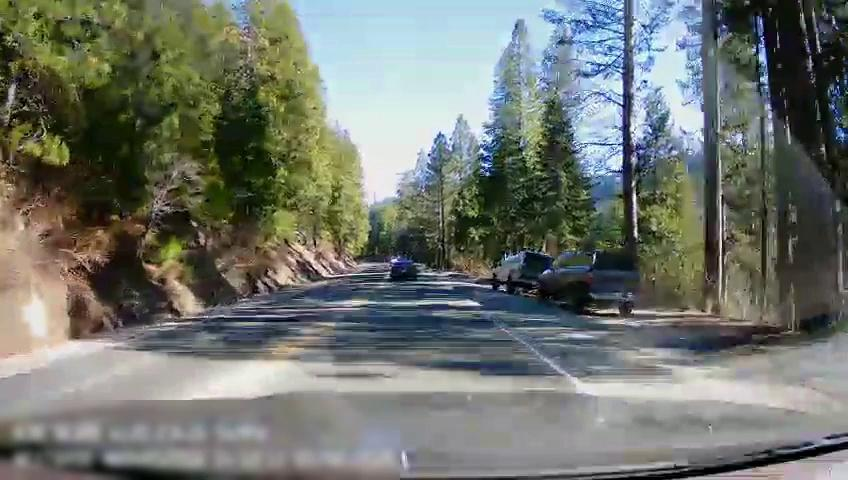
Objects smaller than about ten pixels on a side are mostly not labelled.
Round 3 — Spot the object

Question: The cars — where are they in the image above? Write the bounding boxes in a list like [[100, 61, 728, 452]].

[[390, 261, 417, 281]]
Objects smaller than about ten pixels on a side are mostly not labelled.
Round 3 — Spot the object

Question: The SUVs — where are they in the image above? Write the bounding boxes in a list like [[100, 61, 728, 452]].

[[535, 246, 640, 313], [492, 249, 557, 293]]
